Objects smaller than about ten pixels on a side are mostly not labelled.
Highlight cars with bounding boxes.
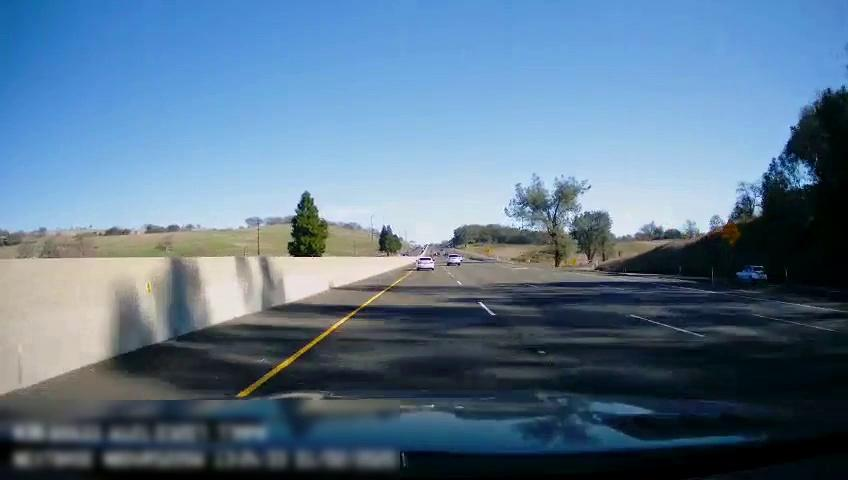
[734,265,768,282]
[415,257,435,271]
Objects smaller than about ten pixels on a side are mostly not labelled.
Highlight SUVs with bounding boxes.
[446,254,462,266]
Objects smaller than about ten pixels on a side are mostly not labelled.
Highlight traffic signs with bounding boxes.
[718,225,739,245]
